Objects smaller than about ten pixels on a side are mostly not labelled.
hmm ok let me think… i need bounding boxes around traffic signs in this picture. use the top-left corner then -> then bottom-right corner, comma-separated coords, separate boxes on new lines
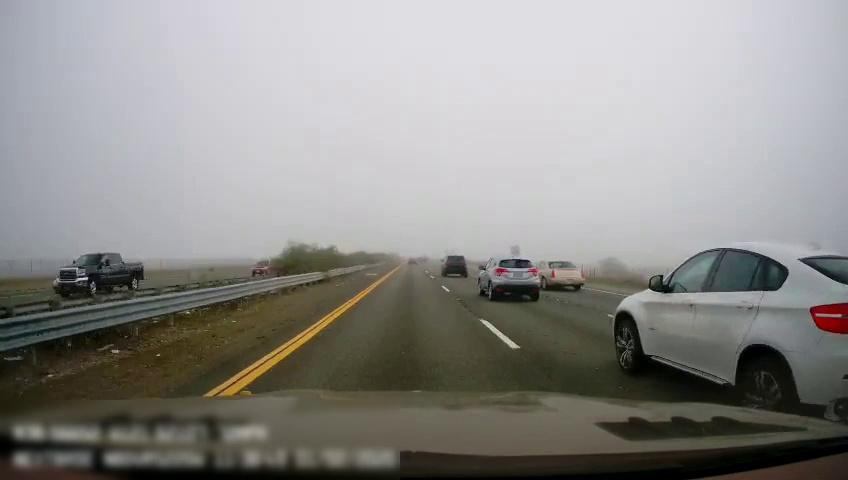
509,245 -> 522,257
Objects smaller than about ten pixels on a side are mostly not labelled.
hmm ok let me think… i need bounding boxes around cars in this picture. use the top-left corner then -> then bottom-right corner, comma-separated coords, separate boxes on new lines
528,259 -> 585,291
250,259 -> 276,278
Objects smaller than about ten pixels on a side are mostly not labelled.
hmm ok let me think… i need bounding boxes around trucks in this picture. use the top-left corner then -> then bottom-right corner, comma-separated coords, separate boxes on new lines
56,252 -> 145,299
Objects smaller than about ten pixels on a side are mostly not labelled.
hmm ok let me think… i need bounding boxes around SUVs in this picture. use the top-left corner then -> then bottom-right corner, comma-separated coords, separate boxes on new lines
439,254 -> 468,278
609,238 -> 848,425
477,256 -> 542,302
